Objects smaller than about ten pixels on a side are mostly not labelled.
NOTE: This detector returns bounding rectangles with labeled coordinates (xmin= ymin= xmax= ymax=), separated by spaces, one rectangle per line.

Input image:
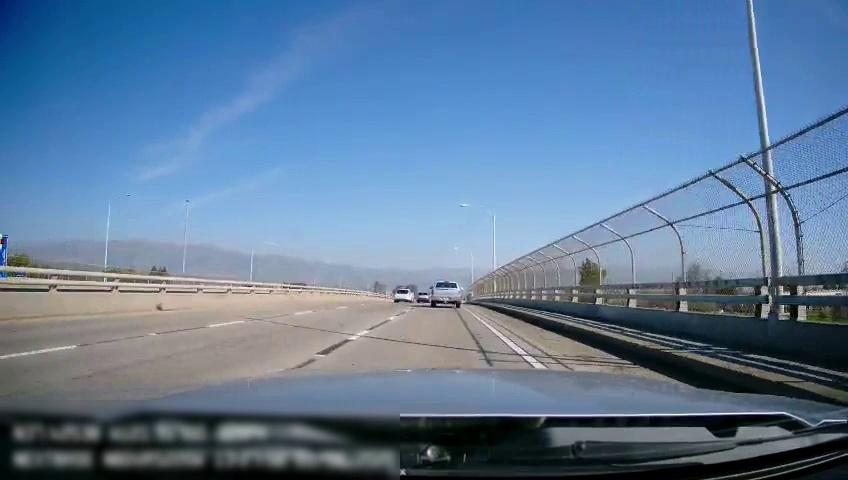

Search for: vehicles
xmin=428 ymin=281 xmax=461 ymax=309
xmin=416 ymin=292 xmax=430 ymax=303
xmin=394 ymin=288 xmax=415 ymax=303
